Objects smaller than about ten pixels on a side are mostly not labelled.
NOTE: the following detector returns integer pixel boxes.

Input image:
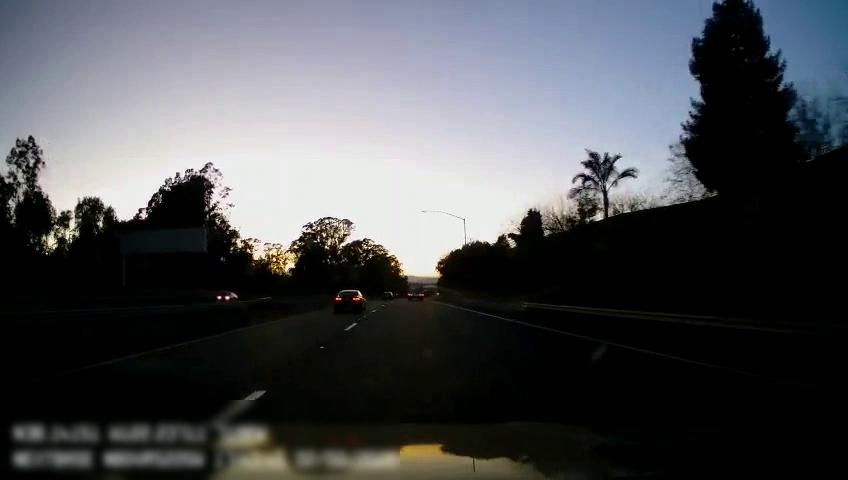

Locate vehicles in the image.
[383,291,394,300]
[407,284,424,301]
[332,290,368,317]
[216,290,239,302]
